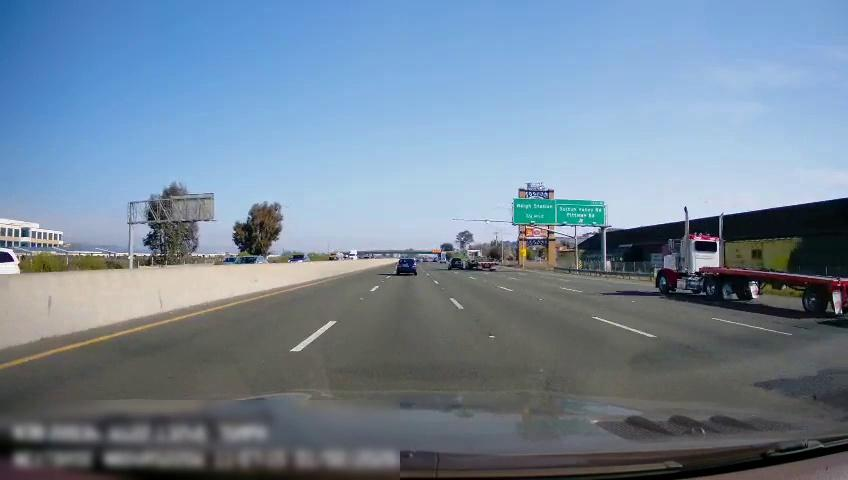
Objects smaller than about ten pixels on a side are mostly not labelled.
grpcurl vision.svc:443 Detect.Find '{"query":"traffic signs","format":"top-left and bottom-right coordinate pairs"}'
top-left (431, 249), bottom-right (442, 254)
top-left (512, 197), bottom-right (608, 226)
top-left (168, 192), bottom-right (216, 221)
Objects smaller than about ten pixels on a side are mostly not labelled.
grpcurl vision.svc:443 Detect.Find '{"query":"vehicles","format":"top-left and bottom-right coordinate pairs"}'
top-left (235, 255), bottom-right (270, 266)
top-left (221, 256), bottom-right (244, 266)
top-left (0, 247), bottom-right (20, 275)
top-left (448, 258), bottom-right (463, 270)
top-left (463, 249), bottom-right (498, 271)
top-left (287, 254), bottom-right (311, 264)
top-left (654, 206), bottom-right (848, 317)
top-left (397, 259), bottom-right (417, 275)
